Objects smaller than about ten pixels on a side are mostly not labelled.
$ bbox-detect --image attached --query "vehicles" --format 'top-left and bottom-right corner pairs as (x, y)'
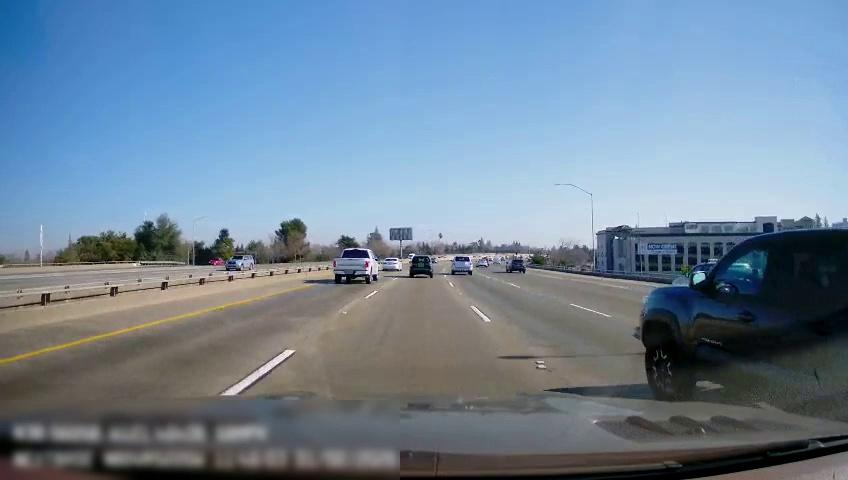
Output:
(633, 227), (848, 423)
(449, 256), (474, 276)
(505, 259), (526, 274)
(476, 258), (488, 268)
(332, 247), (380, 285)
(207, 257), (225, 266)
(671, 258), (728, 291)
(224, 254), (256, 272)
(409, 255), (435, 279)
(382, 257), (403, 272)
